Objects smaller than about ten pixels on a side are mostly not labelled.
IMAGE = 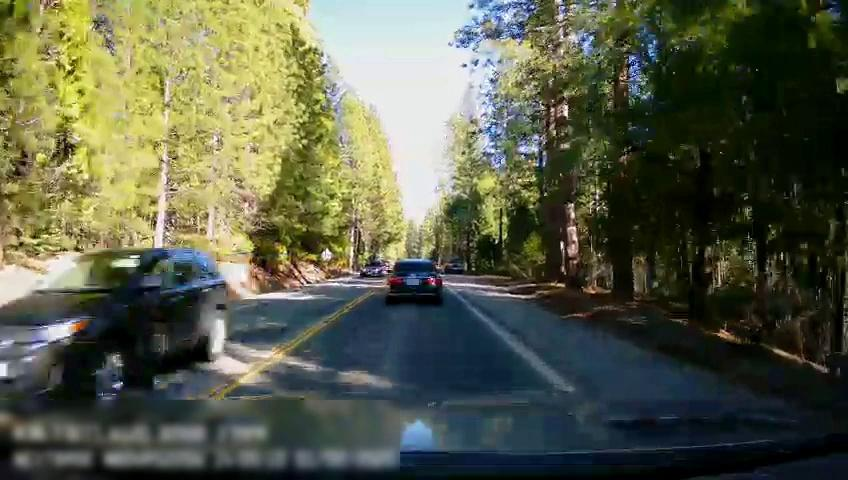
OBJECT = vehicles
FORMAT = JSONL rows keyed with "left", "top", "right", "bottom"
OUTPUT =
{"left": 444, "top": 258, "right": 465, "bottom": 274}
{"left": 384, "top": 259, "right": 443, "bottom": 304}
{"left": 360, "top": 259, "right": 387, "bottom": 277}
{"left": 0, "top": 246, "right": 233, "bottom": 423}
